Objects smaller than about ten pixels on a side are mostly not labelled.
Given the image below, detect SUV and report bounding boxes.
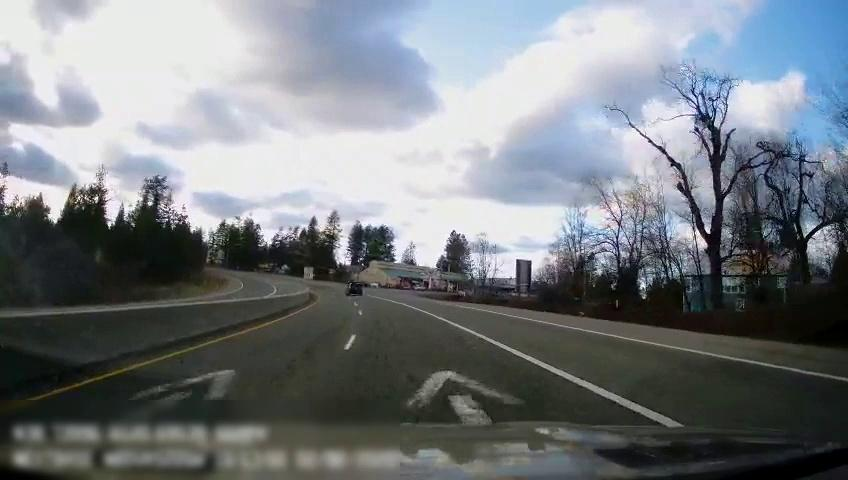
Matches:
[344,280,364,295]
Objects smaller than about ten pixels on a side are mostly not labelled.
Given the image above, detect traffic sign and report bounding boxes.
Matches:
[303,267,314,280]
